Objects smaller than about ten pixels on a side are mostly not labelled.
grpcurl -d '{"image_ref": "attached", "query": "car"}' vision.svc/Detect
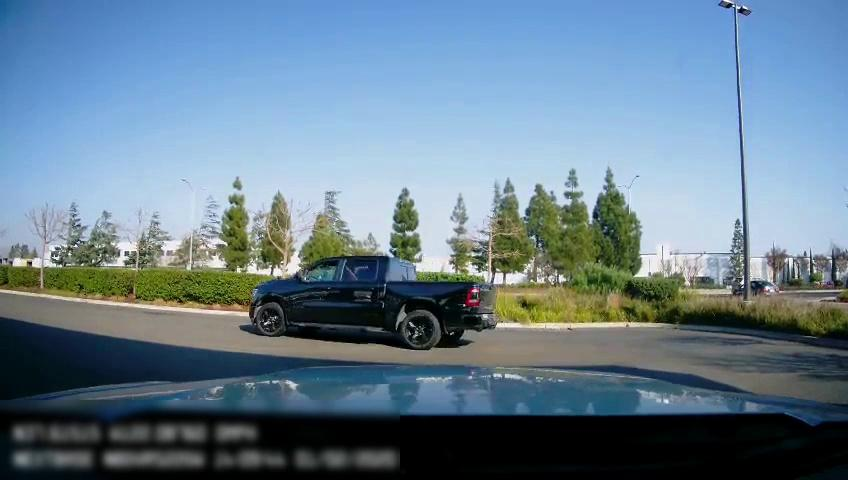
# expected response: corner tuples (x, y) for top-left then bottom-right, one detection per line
(733, 280), (781, 297)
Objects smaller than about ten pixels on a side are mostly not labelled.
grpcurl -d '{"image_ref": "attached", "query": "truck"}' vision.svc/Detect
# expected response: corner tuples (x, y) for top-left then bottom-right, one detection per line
(248, 255), (500, 352)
